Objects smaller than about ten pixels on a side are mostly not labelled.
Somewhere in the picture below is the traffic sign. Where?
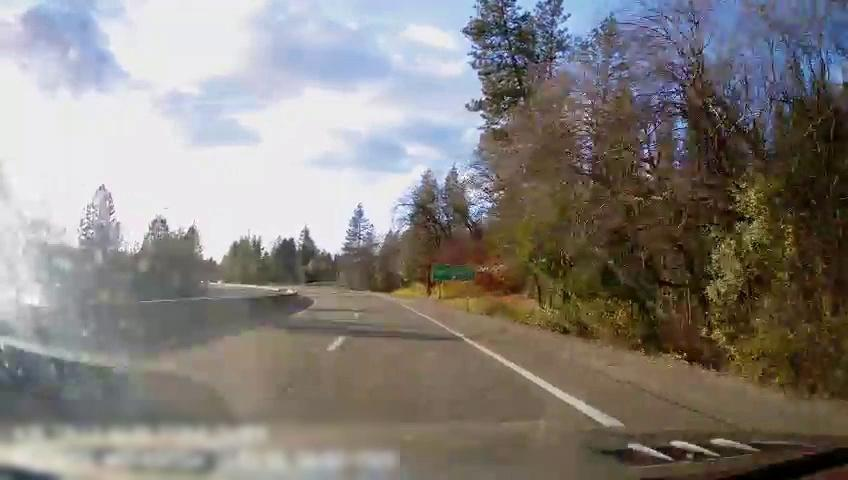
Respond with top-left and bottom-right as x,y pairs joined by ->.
431,263 -> 474,281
